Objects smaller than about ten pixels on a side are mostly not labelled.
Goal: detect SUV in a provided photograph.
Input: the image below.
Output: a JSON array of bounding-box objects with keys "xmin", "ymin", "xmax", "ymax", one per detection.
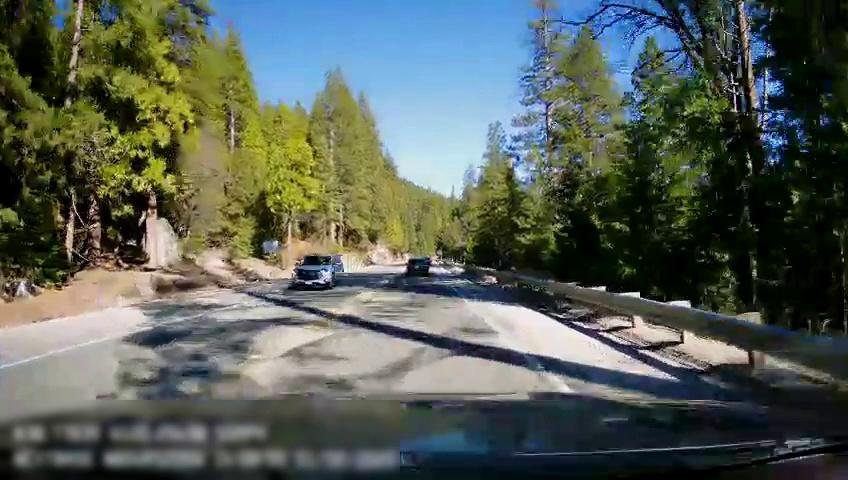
[{"xmin": 289, "ymin": 255, "xmax": 345, "ymax": 289}]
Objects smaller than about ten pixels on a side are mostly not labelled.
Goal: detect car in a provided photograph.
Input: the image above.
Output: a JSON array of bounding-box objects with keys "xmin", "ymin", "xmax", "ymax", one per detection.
[{"xmin": 406, "ymin": 257, "xmax": 430, "ymax": 277}]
